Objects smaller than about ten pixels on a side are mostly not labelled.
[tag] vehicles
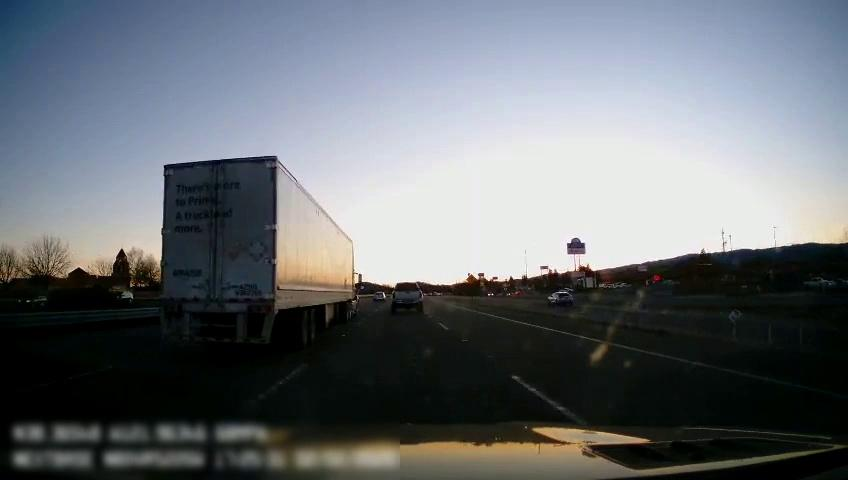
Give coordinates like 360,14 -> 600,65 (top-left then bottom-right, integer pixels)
17,294 -> 49,310
107,290 -> 135,306
159,155 -> 364,361
390,281 -> 425,315
547,292 -> 574,308
373,291 -> 386,302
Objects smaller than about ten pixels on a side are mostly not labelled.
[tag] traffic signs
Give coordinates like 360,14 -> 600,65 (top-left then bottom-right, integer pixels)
465,273 -> 478,286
